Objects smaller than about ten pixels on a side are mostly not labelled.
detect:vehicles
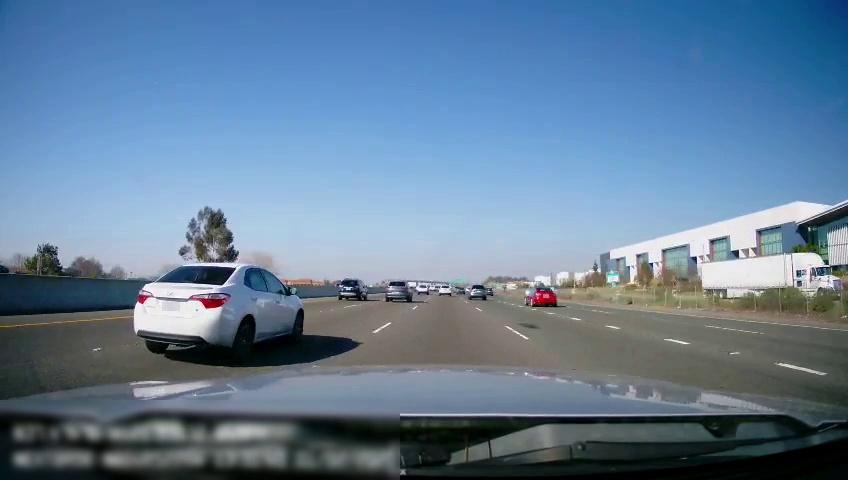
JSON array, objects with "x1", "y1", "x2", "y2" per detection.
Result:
[
  {"x1": 0, "y1": 264, "x2": 10, "y2": 274},
  {"x1": 338, "y1": 279, "x2": 368, "y2": 302},
  {"x1": 438, "y1": 284, "x2": 452, "y2": 297},
  {"x1": 482, "y1": 287, "x2": 494, "y2": 297},
  {"x1": 468, "y1": 284, "x2": 487, "y2": 301},
  {"x1": 524, "y1": 286, "x2": 558, "y2": 308},
  {"x1": 385, "y1": 280, "x2": 413, "y2": 303},
  {"x1": 701, "y1": 251, "x2": 844, "y2": 302},
  {"x1": 132, "y1": 261, "x2": 307, "y2": 359},
  {"x1": 506, "y1": 283, "x2": 518, "y2": 290},
  {"x1": 455, "y1": 287, "x2": 466, "y2": 295},
  {"x1": 417, "y1": 284, "x2": 430, "y2": 296}
]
